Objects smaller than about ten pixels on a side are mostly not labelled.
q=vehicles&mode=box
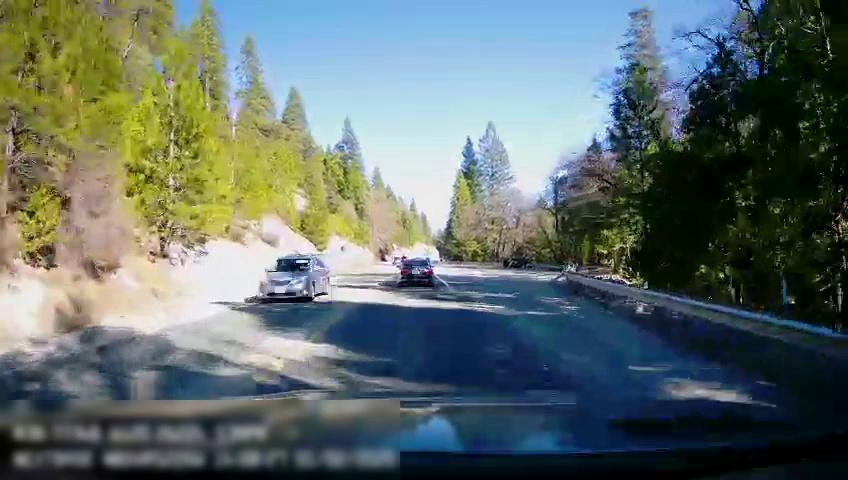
[396,258,434,286]
[502,256,523,269]
[258,254,330,304]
